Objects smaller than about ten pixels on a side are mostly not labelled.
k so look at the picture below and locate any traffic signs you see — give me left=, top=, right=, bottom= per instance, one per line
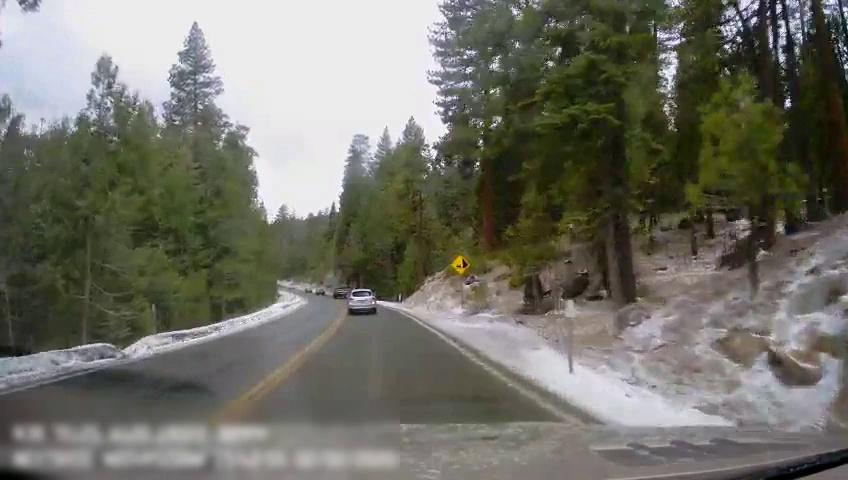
left=450, top=254, right=471, bottom=277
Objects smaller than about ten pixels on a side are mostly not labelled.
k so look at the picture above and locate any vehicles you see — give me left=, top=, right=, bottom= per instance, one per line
left=314, top=285, right=326, bottom=295
left=332, top=284, right=349, bottom=299
left=348, top=288, right=377, bottom=316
